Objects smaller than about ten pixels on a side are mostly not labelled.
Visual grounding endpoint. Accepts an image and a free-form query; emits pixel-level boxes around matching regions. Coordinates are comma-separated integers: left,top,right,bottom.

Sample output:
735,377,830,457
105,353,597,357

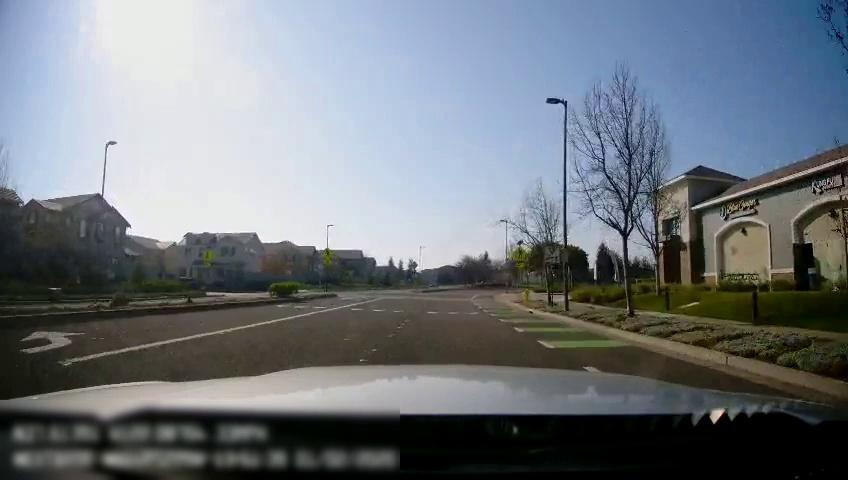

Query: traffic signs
514,243,528,269
198,245,214,266
546,243,559,264
320,250,331,265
